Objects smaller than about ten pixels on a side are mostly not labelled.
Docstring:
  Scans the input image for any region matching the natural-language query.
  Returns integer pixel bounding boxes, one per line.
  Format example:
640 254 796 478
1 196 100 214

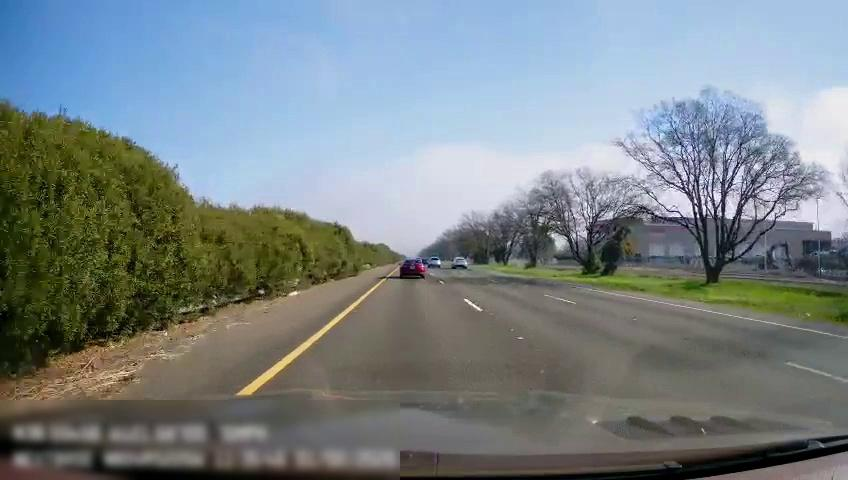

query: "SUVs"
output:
428 257 441 268
451 256 468 270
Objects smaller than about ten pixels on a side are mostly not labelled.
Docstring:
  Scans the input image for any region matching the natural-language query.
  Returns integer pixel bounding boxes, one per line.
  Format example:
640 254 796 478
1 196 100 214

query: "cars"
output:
398 257 428 281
